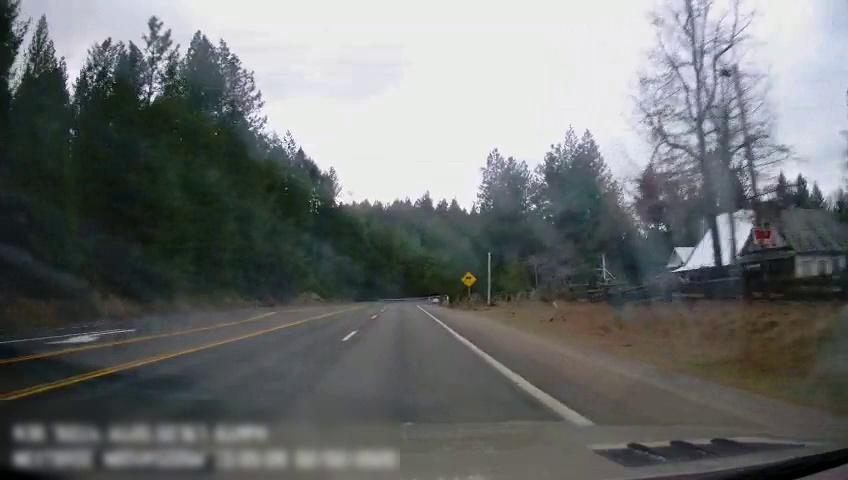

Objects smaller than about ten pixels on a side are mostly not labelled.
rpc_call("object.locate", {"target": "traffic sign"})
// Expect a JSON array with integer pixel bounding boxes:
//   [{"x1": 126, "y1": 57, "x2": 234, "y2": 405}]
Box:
[{"x1": 460, "y1": 271, "x2": 477, "y2": 287}]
